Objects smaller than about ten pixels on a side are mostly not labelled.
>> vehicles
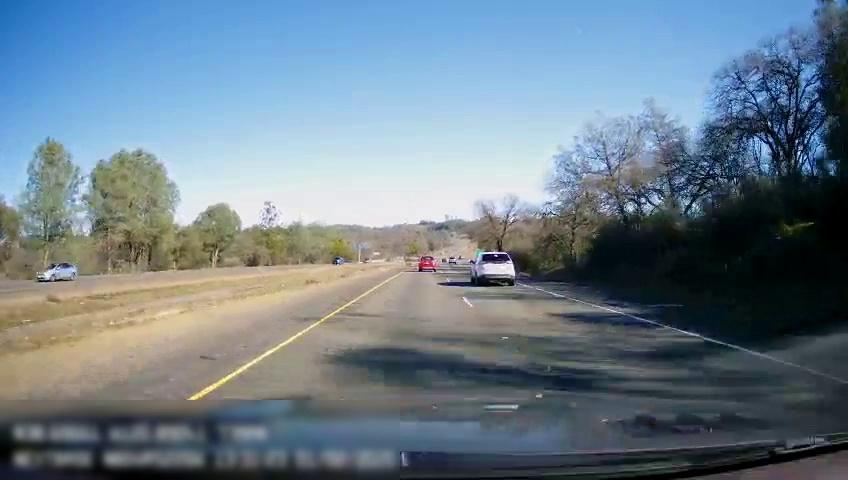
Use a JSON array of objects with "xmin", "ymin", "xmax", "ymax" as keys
[
  {"xmin": 447, "ymin": 257, "xmax": 457, "ymax": 265},
  {"xmin": 36, "ymin": 262, "xmax": 80, "ymax": 283},
  {"xmin": 419, "ymin": 256, "xmax": 437, "ymax": 273},
  {"xmin": 331, "ymin": 256, "xmax": 345, "ymax": 265},
  {"xmin": 469, "ymin": 251, "xmax": 516, "ymax": 287}
]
